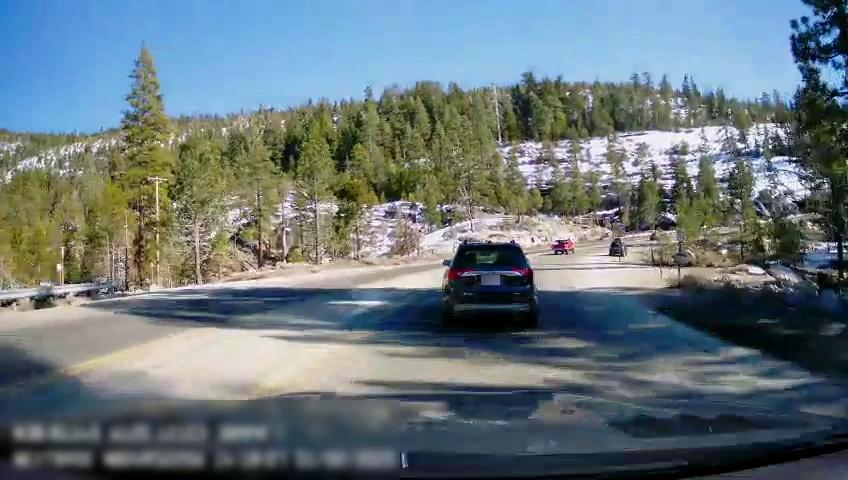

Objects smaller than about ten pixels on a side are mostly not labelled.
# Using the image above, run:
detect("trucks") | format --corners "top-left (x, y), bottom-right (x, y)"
top-left (551, 238), bottom-right (576, 255)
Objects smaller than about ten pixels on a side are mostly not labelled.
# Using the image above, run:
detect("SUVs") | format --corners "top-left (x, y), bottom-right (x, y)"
top-left (441, 239), bottom-right (538, 328)
top-left (608, 238), bottom-right (625, 257)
